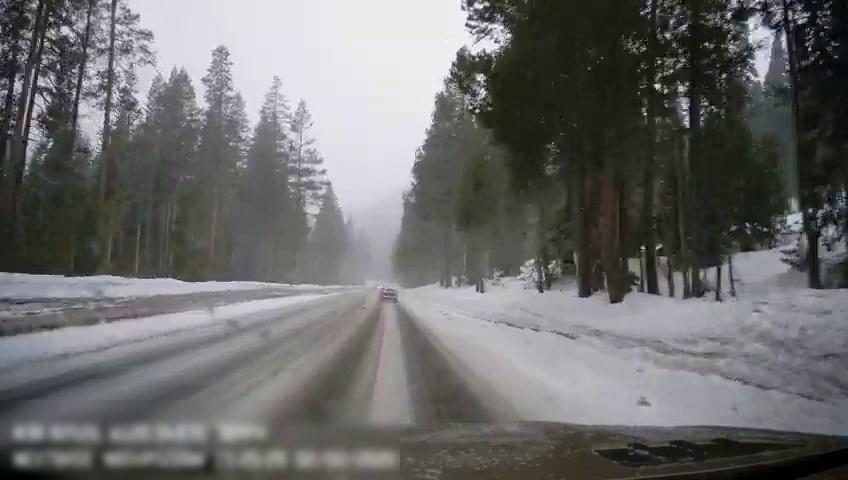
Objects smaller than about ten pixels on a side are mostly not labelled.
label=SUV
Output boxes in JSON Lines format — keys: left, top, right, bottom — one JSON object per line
{"left": 380, "top": 287, "right": 399, "bottom": 303}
